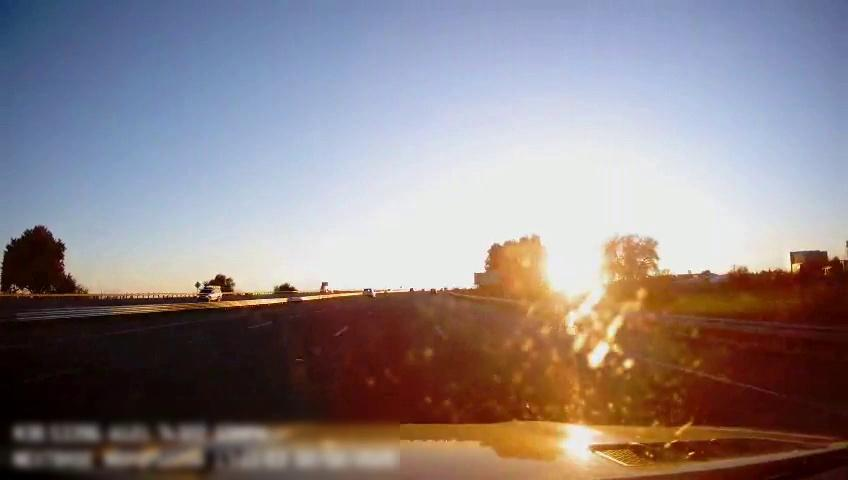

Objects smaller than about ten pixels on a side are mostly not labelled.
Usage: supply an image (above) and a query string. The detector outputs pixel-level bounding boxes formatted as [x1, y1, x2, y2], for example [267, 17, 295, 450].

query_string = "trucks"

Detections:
[320, 282, 335, 294]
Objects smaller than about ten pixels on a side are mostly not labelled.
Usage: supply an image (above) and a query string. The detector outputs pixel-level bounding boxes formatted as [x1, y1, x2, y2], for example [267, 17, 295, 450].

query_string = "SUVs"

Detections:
[197, 286, 223, 302]
[362, 288, 376, 298]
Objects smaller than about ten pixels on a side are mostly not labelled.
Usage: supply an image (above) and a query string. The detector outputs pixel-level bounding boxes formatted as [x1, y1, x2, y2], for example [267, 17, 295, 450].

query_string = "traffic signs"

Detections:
[474, 272, 502, 285]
